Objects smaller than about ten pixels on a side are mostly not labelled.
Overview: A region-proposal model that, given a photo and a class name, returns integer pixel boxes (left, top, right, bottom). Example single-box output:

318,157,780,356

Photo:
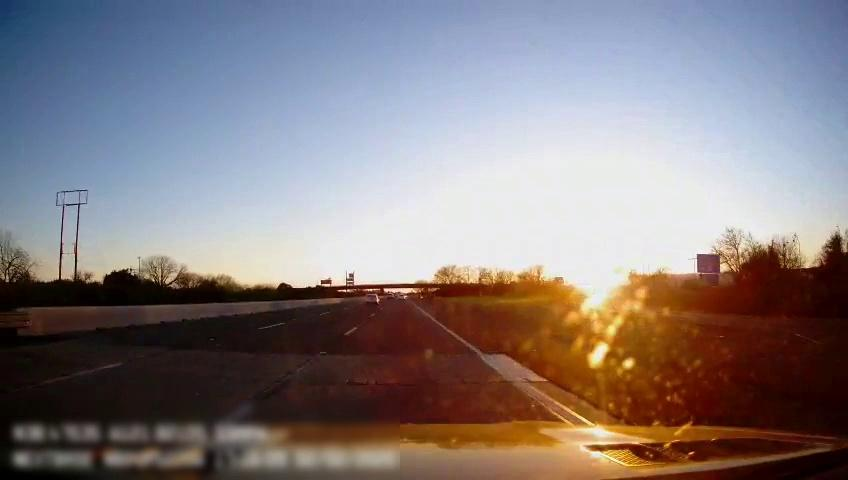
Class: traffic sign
696,253,719,275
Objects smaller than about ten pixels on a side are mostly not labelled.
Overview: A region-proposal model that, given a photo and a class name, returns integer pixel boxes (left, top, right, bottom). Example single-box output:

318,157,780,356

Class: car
364,292,380,306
